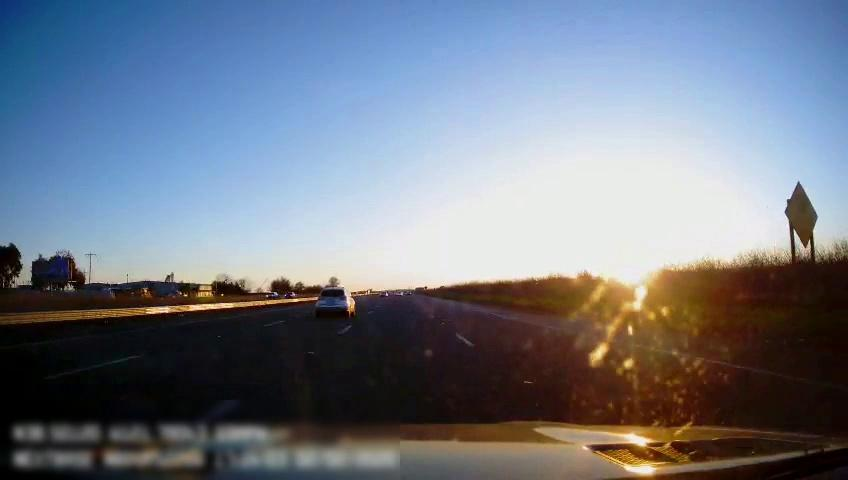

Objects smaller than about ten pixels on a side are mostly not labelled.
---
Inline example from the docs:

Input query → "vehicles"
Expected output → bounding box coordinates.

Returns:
[316,287,355,320]
[265,291,279,300]
[284,291,296,299]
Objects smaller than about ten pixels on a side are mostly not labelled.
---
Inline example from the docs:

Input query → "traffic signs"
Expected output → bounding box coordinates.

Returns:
[784,180,818,247]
